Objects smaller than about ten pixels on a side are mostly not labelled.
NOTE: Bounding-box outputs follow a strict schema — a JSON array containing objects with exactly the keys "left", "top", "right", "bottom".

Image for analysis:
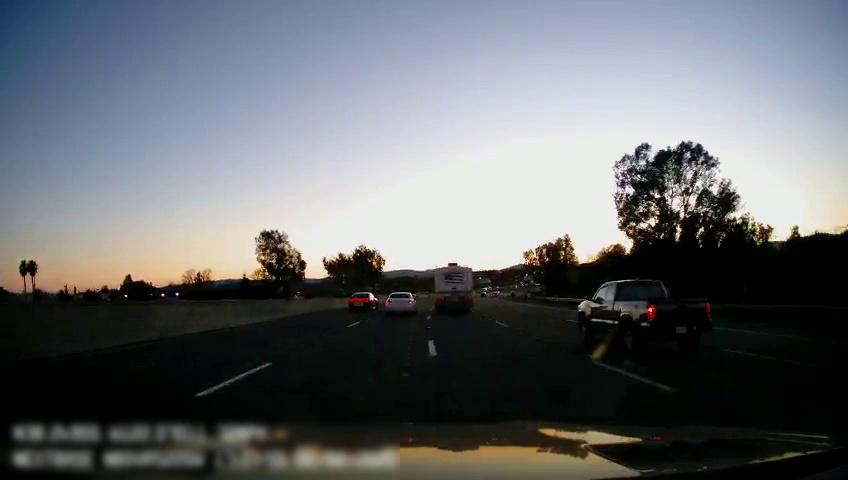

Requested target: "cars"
[
  {"left": 348, "top": 291, "right": 379, "bottom": 311},
  {"left": 385, "top": 291, "right": 417, "bottom": 316}
]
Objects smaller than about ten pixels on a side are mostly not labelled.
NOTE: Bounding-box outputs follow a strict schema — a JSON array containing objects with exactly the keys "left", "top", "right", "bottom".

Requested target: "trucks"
[{"left": 577, "top": 280, "right": 712, "bottom": 356}]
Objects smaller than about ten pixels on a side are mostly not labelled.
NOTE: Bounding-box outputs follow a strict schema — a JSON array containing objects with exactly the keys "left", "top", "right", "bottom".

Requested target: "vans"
[{"left": 434, "top": 266, "right": 474, "bottom": 312}]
